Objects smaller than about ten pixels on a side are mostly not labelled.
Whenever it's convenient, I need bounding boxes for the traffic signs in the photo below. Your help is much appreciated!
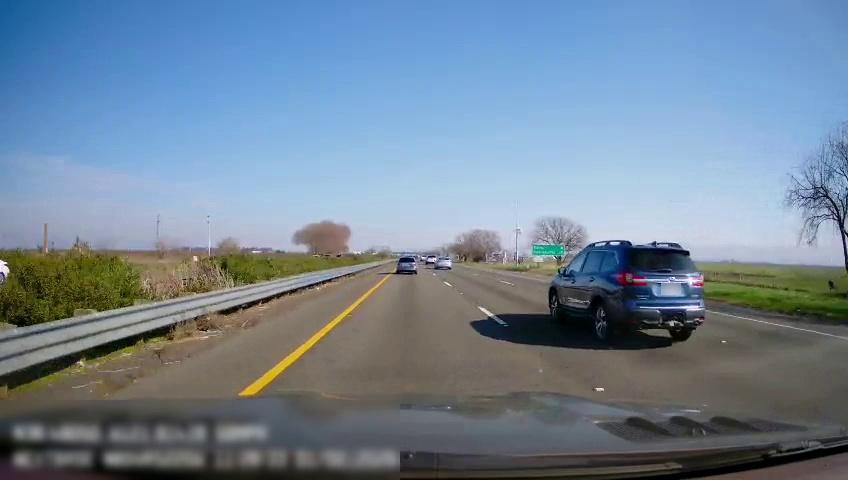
[531,243,565,257]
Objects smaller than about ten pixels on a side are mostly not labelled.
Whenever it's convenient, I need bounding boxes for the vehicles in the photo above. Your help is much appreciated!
[433,256,453,270]
[548,245,706,346]
[424,255,437,266]
[0,259,10,285]
[395,256,418,276]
